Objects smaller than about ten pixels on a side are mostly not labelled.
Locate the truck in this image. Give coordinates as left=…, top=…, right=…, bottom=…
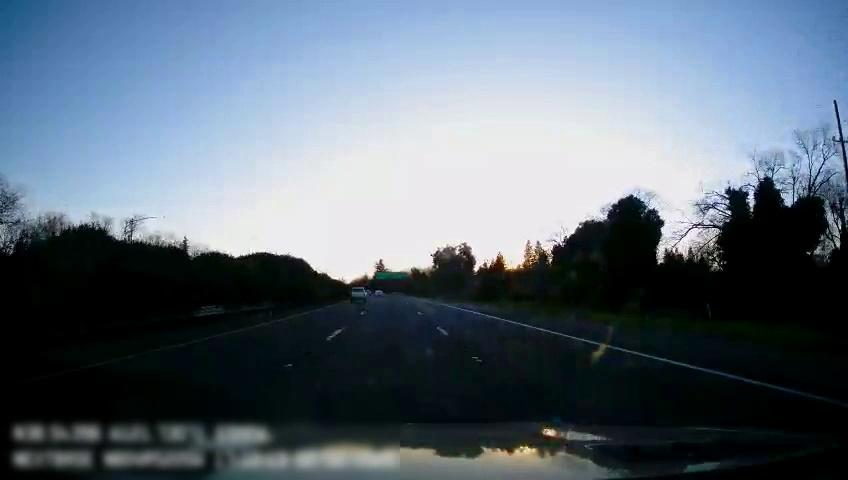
left=350, top=287, right=368, bottom=303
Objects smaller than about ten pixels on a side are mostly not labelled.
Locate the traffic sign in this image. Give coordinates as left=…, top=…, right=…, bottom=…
left=375, top=269, right=407, bottom=281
